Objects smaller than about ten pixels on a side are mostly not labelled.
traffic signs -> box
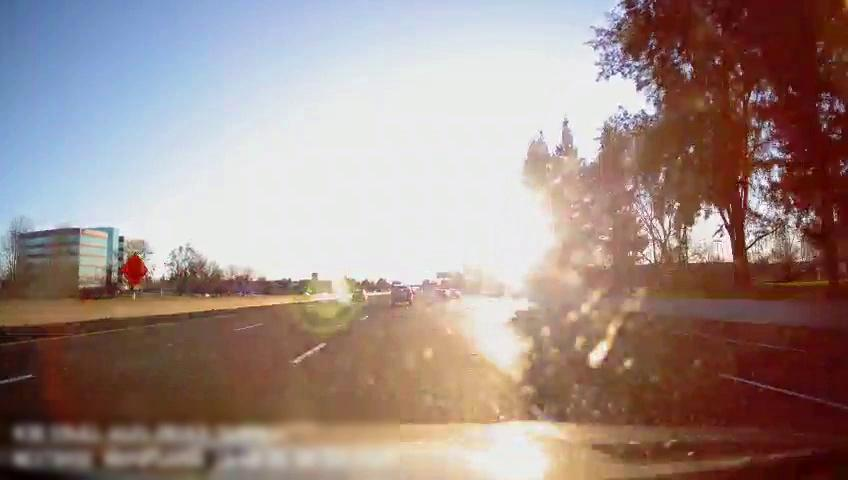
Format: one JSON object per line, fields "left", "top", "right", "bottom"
{"left": 118, "top": 252, "right": 150, "bottom": 289}
{"left": 311, "top": 272, "right": 318, "bottom": 284}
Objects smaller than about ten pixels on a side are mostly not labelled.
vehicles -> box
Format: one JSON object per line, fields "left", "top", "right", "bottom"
{"left": 351, "top": 288, "right": 366, "bottom": 301}
{"left": 392, "top": 287, "right": 413, "bottom": 306}
{"left": 448, "top": 289, "right": 461, "bottom": 300}
{"left": 432, "top": 289, "right": 446, "bottom": 301}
